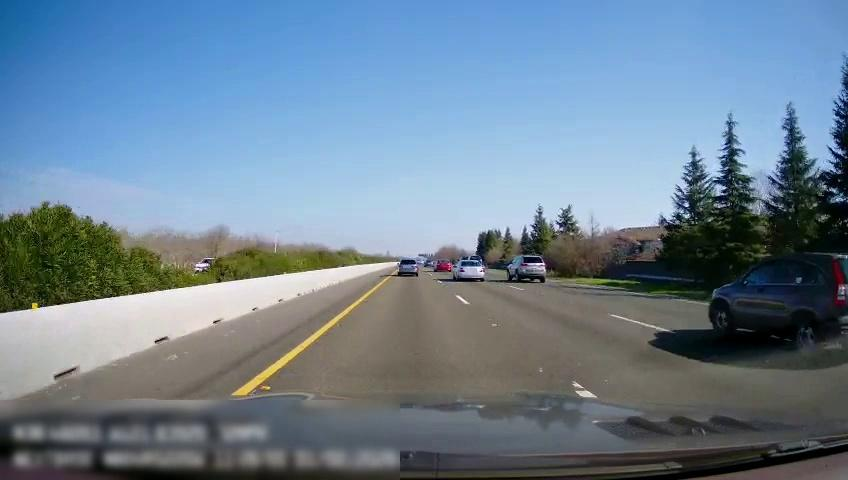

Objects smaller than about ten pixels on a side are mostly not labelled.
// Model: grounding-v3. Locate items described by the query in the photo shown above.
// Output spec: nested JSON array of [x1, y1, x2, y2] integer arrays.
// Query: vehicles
[[192, 257, 217, 275], [451, 260, 485, 283], [434, 258, 453, 272], [505, 254, 547, 284], [461, 254, 493, 270], [706, 251, 848, 357], [396, 257, 420, 276], [425, 260, 434, 267]]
